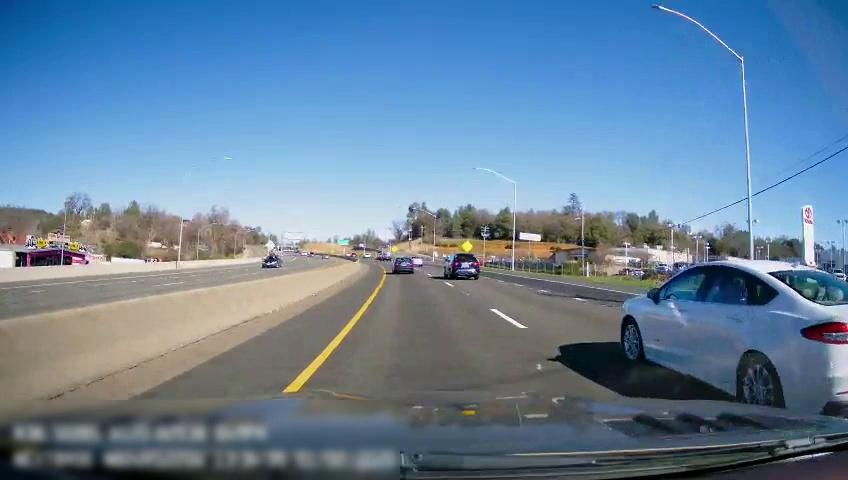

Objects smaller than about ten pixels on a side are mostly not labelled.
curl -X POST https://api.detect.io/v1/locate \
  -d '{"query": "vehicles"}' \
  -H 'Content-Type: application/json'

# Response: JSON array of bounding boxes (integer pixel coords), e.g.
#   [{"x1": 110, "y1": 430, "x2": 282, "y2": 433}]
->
[
  {"x1": 443, "y1": 252, "x2": 481, "y2": 281},
  {"x1": 392, "y1": 256, "x2": 416, "y2": 275},
  {"x1": 411, "y1": 256, "x2": 423, "y2": 268},
  {"x1": 262, "y1": 255, "x2": 283, "y2": 269},
  {"x1": 619, "y1": 259, "x2": 848, "y2": 417}
]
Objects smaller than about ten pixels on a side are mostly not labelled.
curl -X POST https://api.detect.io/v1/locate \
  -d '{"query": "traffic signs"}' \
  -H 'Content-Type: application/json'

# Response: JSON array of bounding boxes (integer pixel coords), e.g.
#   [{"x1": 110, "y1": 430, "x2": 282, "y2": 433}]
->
[
  {"x1": 460, "y1": 240, "x2": 473, "y2": 254},
  {"x1": 334, "y1": 238, "x2": 350, "y2": 246}
]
